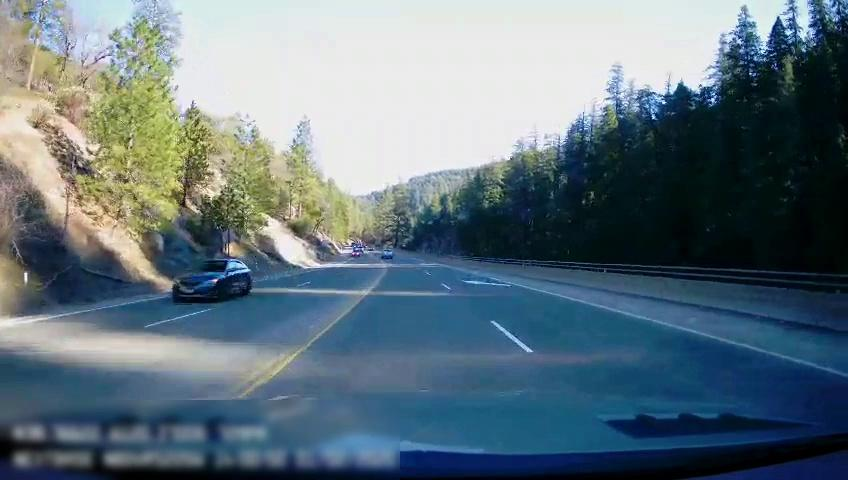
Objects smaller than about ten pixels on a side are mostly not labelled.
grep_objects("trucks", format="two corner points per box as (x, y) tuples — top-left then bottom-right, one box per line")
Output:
(381, 247), (395, 260)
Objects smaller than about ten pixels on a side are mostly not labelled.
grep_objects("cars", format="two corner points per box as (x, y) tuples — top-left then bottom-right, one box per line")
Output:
(351, 249), (361, 257)
(171, 258), (255, 304)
